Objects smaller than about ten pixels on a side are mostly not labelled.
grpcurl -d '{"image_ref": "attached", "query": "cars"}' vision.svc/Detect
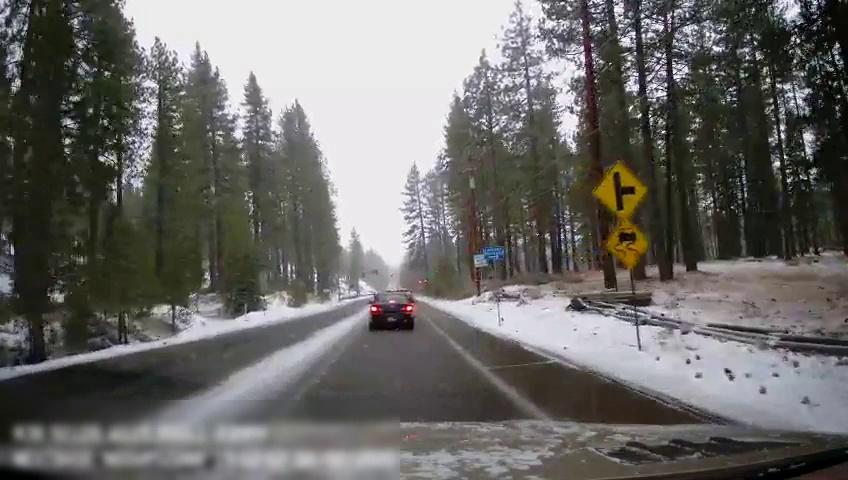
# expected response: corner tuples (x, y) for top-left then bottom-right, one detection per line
(368, 288), (417, 332)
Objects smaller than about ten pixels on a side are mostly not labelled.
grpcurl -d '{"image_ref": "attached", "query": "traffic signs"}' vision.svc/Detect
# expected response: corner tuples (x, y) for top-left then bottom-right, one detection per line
(591, 160), (648, 222)
(473, 254), (489, 267)
(607, 221), (649, 269)
(483, 247), (505, 261)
